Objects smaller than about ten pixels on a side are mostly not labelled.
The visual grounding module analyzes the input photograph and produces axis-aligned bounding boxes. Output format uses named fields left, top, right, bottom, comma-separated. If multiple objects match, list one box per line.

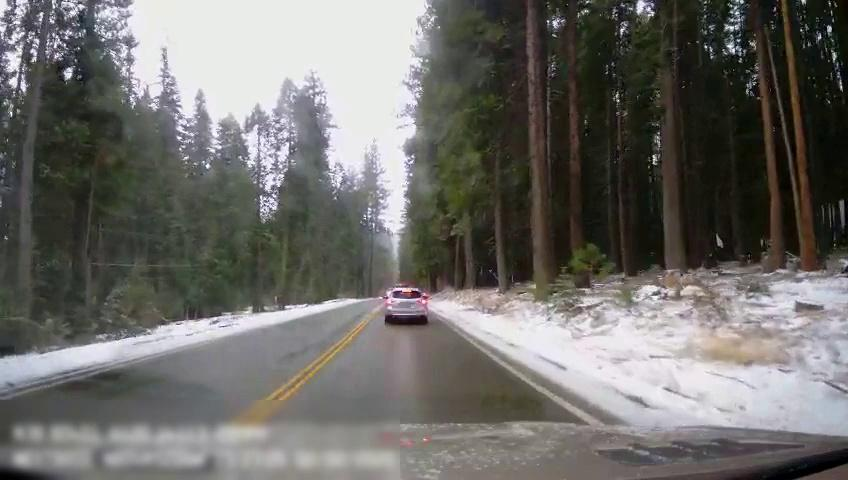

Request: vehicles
left=391, top=282, right=409, bottom=290
left=384, top=286, right=431, bottom=325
